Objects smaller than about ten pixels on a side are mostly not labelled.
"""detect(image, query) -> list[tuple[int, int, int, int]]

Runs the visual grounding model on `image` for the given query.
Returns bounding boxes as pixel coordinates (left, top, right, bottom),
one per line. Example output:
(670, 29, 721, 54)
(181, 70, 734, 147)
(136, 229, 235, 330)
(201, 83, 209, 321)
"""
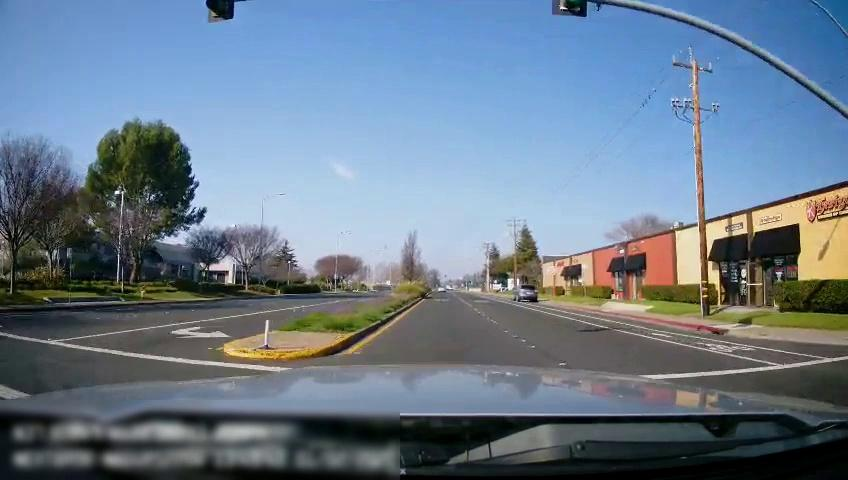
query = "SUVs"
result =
(513, 284, 539, 303)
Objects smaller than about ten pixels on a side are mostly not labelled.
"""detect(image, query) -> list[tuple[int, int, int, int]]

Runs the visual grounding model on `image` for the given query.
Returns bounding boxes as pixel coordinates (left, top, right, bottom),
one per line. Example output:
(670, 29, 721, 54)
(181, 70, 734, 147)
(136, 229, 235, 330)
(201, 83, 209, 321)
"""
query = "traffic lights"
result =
(550, 0, 589, 18)
(205, 0, 236, 23)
